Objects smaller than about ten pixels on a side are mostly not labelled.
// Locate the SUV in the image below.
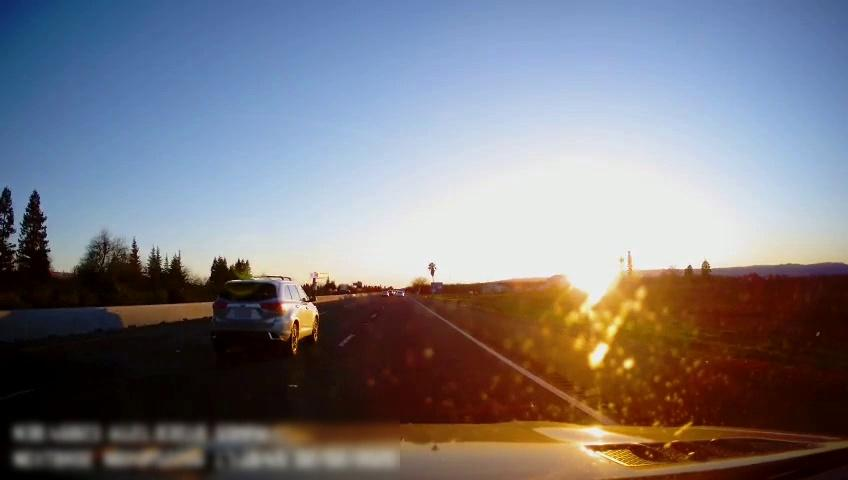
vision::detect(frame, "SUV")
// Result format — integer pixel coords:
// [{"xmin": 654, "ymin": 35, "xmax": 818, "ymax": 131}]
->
[{"xmin": 210, "ymin": 275, "xmax": 321, "ymax": 359}]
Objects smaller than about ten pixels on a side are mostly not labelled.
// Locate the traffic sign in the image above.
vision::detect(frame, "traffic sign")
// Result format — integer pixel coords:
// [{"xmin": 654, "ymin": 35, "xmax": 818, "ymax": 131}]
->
[{"xmin": 431, "ymin": 281, "xmax": 443, "ymax": 292}]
